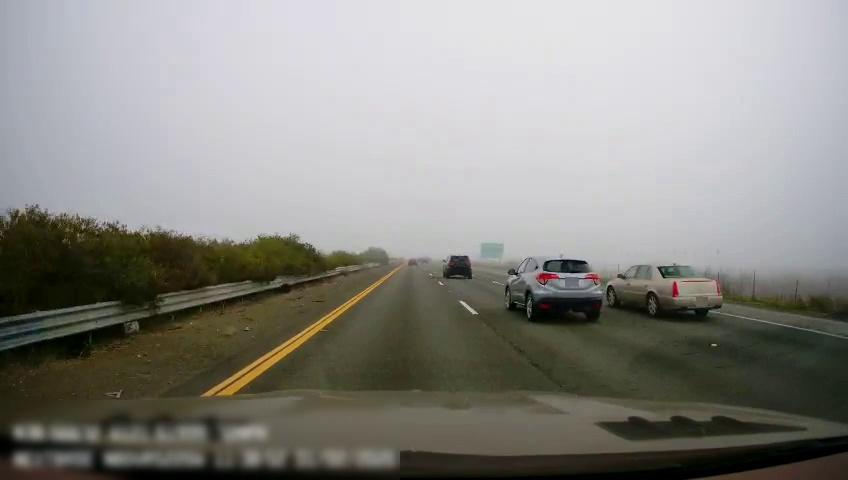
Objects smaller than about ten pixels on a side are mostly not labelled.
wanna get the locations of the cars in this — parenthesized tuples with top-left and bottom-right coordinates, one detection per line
(604, 262, 724, 318)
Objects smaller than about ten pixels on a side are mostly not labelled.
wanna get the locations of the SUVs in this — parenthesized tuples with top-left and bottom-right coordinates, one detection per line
(442, 254, 473, 279)
(502, 254, 605, 323)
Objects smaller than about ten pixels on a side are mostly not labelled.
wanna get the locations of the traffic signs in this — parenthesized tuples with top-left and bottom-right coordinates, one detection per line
(479, 241, 506, 258)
